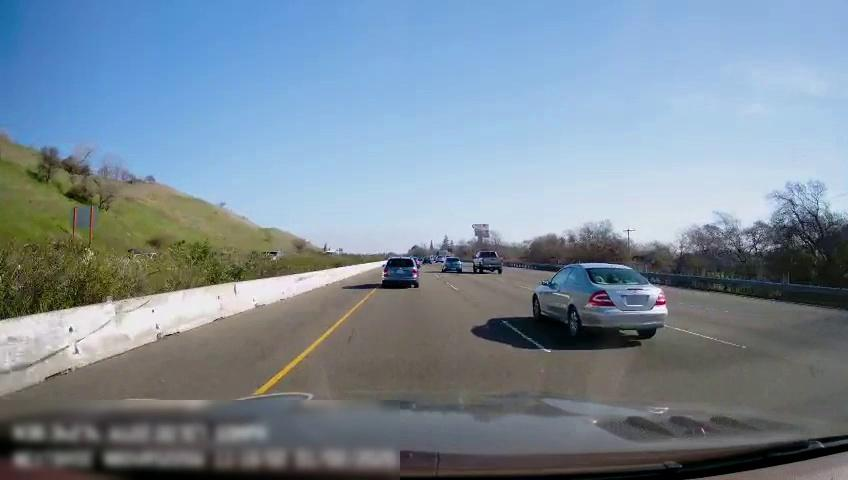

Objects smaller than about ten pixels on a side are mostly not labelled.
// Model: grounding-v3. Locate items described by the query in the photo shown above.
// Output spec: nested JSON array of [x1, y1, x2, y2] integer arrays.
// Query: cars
[[530, 262, 669, 341], [381, 258, 420, 289], [441, 256, 463, 272]]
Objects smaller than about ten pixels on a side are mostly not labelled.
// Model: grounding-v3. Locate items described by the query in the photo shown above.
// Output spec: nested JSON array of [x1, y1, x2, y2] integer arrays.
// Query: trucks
[[472, 252, 503, 274]]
